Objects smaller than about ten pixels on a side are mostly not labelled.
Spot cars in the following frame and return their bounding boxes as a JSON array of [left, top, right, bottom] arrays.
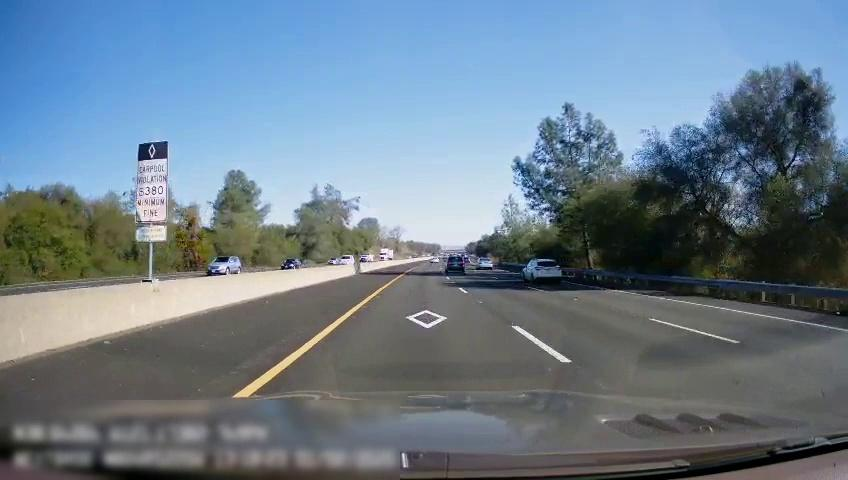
[[281, 258, 302, 270], [476, 256, 493, 270]]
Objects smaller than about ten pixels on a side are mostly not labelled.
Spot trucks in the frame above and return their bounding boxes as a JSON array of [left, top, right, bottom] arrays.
[[377, 248, 394, 262], [358, 251, 374, 263]]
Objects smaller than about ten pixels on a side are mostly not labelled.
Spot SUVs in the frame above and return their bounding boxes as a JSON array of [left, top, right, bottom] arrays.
[[338, 255, 354, 265], [445, 255, 466, 273], [327, 257, 339, 266], [523, 259, 562, 285]]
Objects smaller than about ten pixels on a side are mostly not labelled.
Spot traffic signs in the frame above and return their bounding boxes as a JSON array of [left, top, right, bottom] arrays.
[[134, 139, 168, 224]]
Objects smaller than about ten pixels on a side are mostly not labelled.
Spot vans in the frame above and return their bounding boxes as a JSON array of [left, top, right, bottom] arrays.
[[207, 255, 241, 276]]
